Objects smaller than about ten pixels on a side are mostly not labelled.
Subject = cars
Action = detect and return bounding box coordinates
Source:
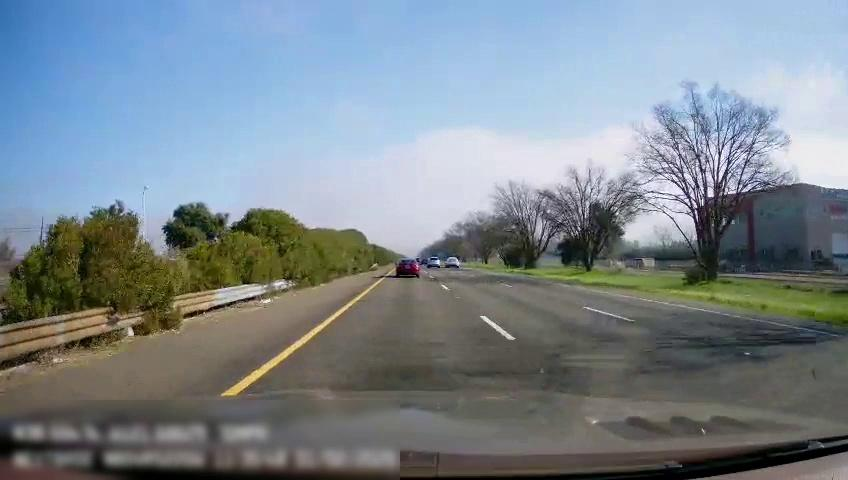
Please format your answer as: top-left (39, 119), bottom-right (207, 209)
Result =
top-left (396, 258), bottom-right (421, 280)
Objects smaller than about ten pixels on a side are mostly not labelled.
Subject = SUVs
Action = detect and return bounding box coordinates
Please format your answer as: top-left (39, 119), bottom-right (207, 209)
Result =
top-left (444, 257), bottom-right (461, 269)
top-left (427, 257), bottom-right (441, 268)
